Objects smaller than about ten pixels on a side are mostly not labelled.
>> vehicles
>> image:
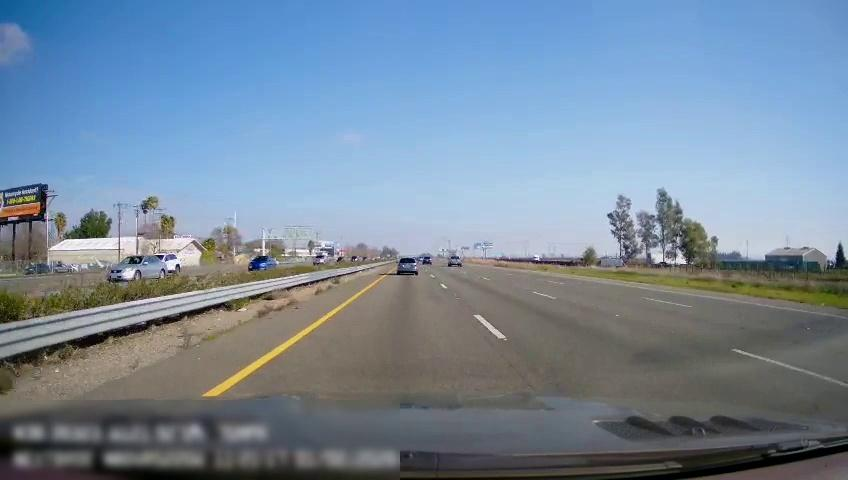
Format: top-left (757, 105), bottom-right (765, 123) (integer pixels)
top-left (422, 255), bottom-right (433, 265)
top-left (312, 254), bottom-right (329, 266)
top-left (49, 262), bottom-right (74, 274)
top-left (247, 255), bottom-right (278, 272)
top-left (107, 254), bottom-right (169, 284)
top-left (447, 255), bottom-right (463, 268)
top-left (395, 257), bottom-right (419, 276)
top-left (152, 252), bottom-right (184, 276)
top-left (23, 262), bottom-right (51, 276)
